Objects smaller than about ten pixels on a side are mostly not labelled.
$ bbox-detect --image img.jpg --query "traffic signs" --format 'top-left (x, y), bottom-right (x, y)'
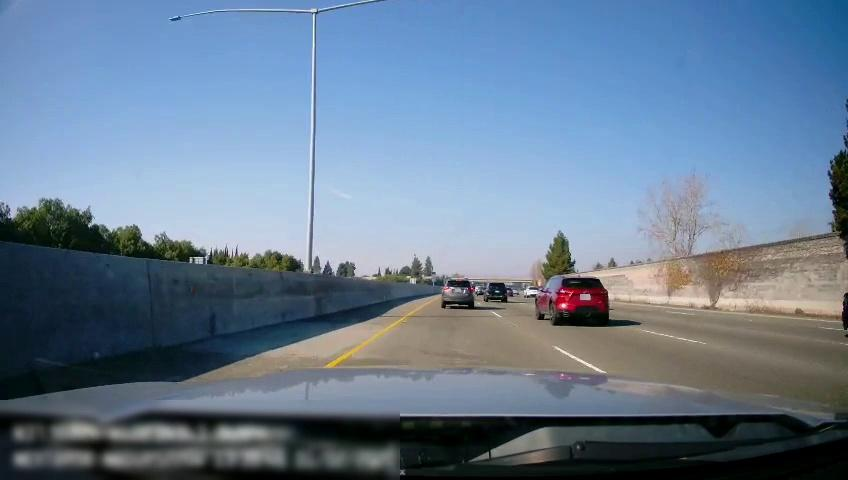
top-left (431, 271), bottom-right (437, 282)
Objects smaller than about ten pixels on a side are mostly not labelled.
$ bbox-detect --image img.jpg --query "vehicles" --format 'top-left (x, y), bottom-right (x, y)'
top-left (476, 287), bottom-right (486, 297)
top-left (534, 276), bottom-right (609, 326)
top-left (841, 292), bottom-right (848, 332)
top-left (440, 276), bottom-right (476, 309)
top-left (502, 285), bottom-right (513, 297)
top-left (483, 282), bottom-right (508, 303)
top-left (523, 286), bottom-right (538, 299)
